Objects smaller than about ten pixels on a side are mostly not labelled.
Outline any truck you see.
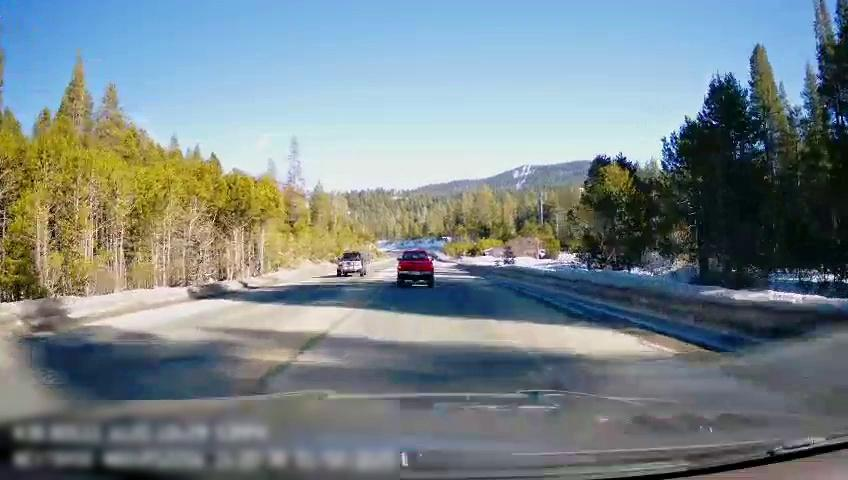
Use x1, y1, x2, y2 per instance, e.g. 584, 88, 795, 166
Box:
395, 248, 434, 286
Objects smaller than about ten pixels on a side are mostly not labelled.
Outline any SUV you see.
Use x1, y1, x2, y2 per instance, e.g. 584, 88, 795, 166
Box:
336, 251, 366, 277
